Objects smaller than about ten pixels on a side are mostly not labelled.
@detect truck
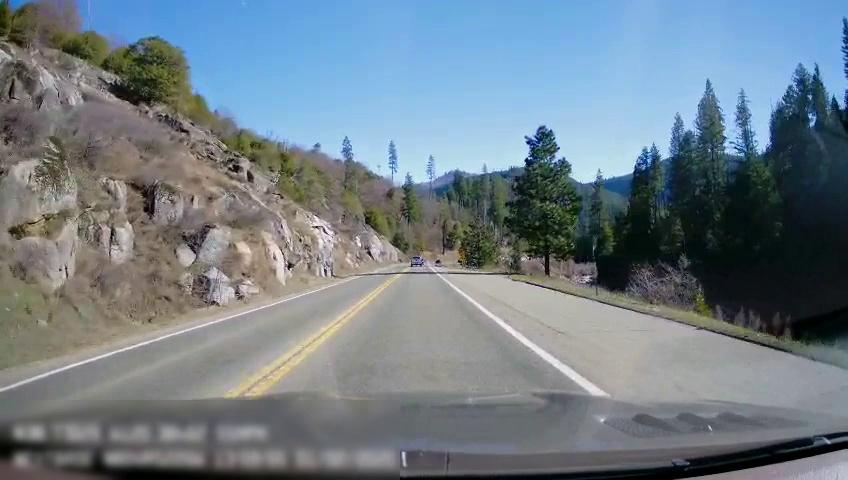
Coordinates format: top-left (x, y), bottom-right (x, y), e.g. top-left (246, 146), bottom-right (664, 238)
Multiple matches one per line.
top-left (411, 257), bottom-right (422, 267)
